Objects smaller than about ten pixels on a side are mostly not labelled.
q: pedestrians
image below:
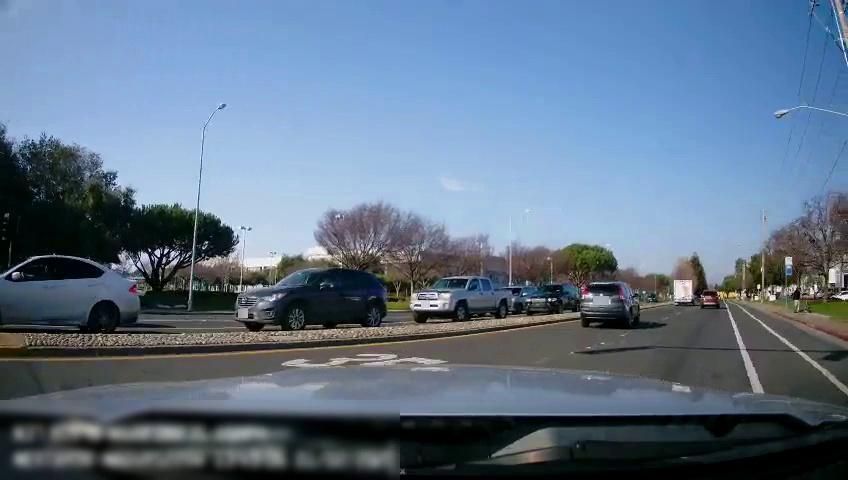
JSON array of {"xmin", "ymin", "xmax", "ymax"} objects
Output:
[{"xmin": 792, "ymin": 286, "xmax": 802, "ymax": 313}]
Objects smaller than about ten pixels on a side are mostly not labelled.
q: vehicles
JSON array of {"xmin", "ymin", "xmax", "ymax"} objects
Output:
[
  {"xmin": 647, "ymin": 293, "xmax": 659, "ymax": 303},
  {"xmin": 0, "ymin": 254, "xmax": 140, "ymax": 336},
  {"xmin": 700, "ymin": 290, "xmax": 720, "ymax": 309},
  {"xmin": 233, "ymin": 269, "xmax": 387, "ymax": 333},
  {"xmin": 674, "ymin": 279, "xmax": 696, "ymax": 307},
  {"xmin": 525, "ymin": 284, "xmax": 581, "ymax": 316},
  {"xmin": 410, "ymin": 276, "xmax": 512, "ymax": 324},
  {"xmin": 495, "ymin": 286, "xmax": 539, "ymax": 315},
  {"xmin": 580, "ymin": 281, "xmax": 640, "ymax": 328}
]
